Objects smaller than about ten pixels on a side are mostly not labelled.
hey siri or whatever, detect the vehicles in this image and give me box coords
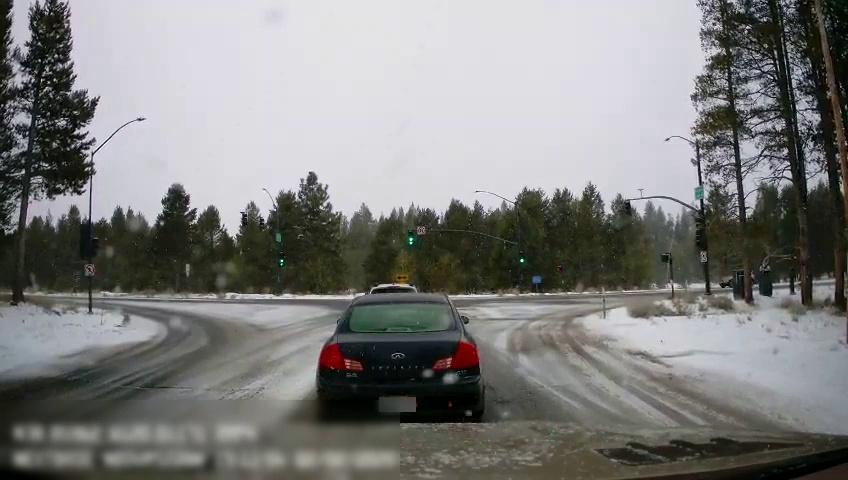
[719,270,755,289]
[368,284,418,296]
[316,294,485,425]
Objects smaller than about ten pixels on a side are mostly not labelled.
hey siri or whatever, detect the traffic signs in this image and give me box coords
[395,274,409,281]
[700,251,707,263]
[694,187,704,200]
[84,264,95,276]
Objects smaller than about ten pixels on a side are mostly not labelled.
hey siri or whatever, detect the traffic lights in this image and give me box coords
[519,250,525,263]
[242,213,249,226]
[259,218,265,231]
[91,237,99,257]
[695,228,704,247]
[407,230,415,246]
[624,200,631,215]
[279,252,286,267]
